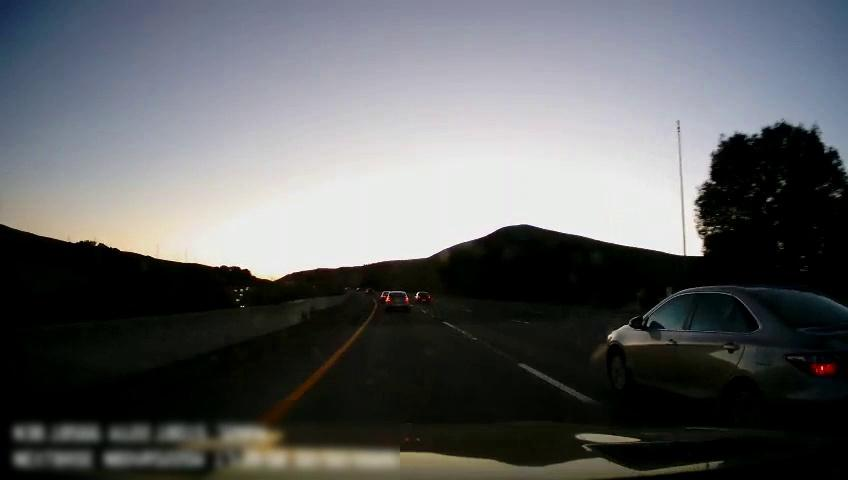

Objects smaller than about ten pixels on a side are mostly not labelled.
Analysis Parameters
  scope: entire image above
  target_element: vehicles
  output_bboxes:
[385,291,410,312]
[604,284,848,428]
[413,291,431,304]
[380,291,390,303]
